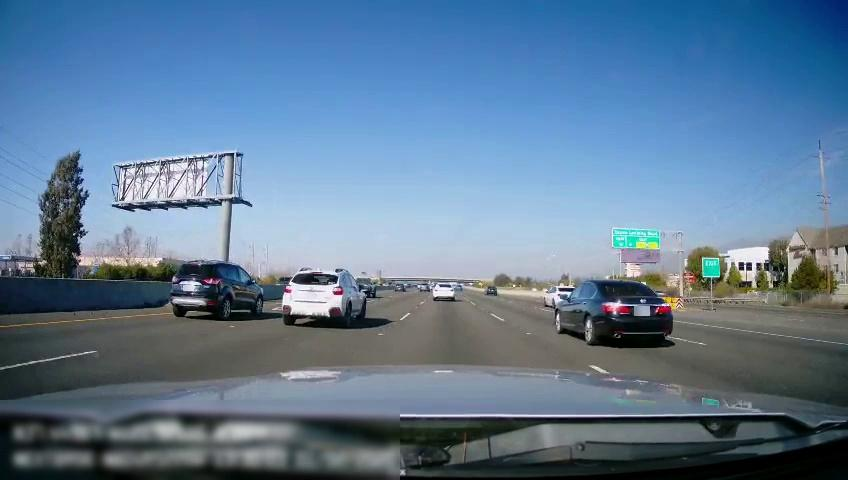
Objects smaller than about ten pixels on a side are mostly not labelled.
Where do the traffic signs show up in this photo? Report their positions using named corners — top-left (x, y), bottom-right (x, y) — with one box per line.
top-left (701, 256), bottom-right (721, 278)
top-left (611, 227), bottom-right (662, 250)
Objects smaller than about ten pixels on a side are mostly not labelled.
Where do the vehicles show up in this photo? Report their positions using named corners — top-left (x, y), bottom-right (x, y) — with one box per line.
top-left (485, 285), bottom-right (498, 296)
top-left (419, 282), bottom-right (430, 292)
top-left (653, 289), bottom-right (666, 297)
top-left (553, 278), bottom-right (673, 346)
top-left (432, 282), bottom-right (455, 302)
top-left (394, 283), bottom-right (406, 292)
top-left (542, 284), bottom-right (577, 309)
top-left (351, 277), bottom-right (377, 299)
top-left (281, 267), bottom-right (368, 329)
top-left (170, 259), bottom-right (265, 322)
top-left (272, 276), bottom-right (294, 287)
